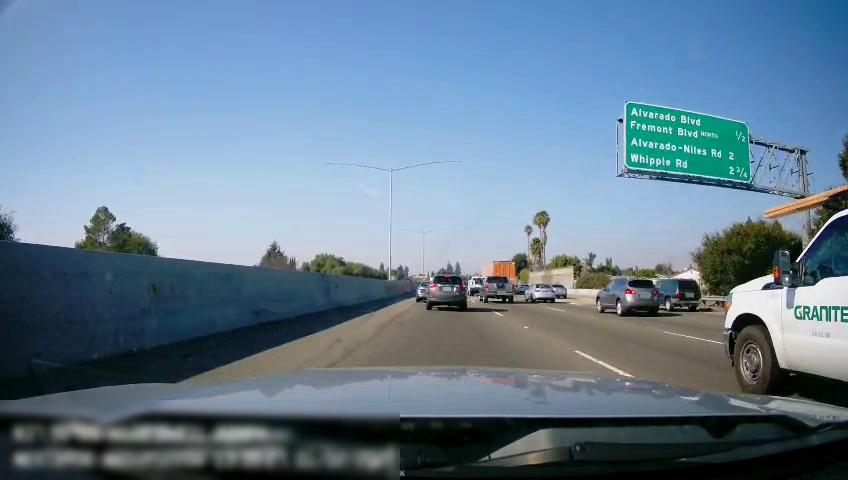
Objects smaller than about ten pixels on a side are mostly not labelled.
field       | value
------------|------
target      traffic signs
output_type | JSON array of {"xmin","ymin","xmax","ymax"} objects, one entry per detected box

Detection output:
[{"xmin": 622, "ymin": 100, "xmax": 753, "ymax": 186}]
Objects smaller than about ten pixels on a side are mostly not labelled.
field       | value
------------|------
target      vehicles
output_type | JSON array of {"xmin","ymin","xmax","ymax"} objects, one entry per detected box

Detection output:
[
  {"xmin": 655, "ymin": 277, "xmax": 702, "ymax": 313},
  {"xmin": 513, "ymin": 283, "xmax": 529, "ymax": 296},
  {"xmin": 722, "ymin": 183, "xmax": 848, "ymax": 397},
  {"xmin": 479, "ymin": 275, "xmax": 515, "ymax": 303},
  {"xmin": 594, "ymin": 277, "xmax": 663, "ymax": 318},
  {"xmin": 523, "ymin": 283, "xmax": 556, "ymax": 304},
  {"xmin": 552, "ymin": 283, "xmax": 568, "ymax": 300},
  {"xmin": 416, "ymin": 280, "xmax": 429, "ymax": 302},
  {"xmin": 426, "ymin": 274, "xmax": 467, "ymax": 312},
  {"xmin": 467, "ymin": 276, "xmax": 483, "ymax": 297},
  {"xmin": 488, "ymin": 261, "xmax": 516, "ymax": 285}
]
